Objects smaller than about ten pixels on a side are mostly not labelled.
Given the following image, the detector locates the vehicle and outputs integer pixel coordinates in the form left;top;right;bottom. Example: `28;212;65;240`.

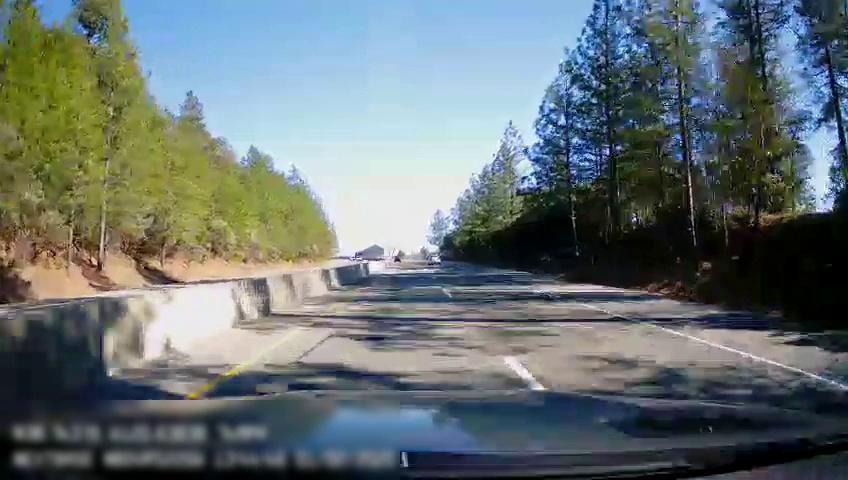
427;254;441;265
